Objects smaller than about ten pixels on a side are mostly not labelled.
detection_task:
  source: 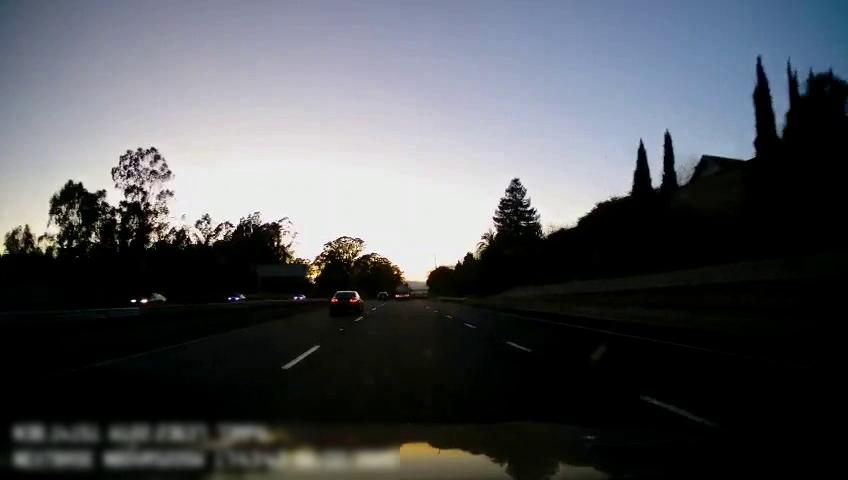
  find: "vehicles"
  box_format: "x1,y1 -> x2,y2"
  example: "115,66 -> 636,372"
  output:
329,291 -> 366,318
293,293 -> 307,302
395,285 -> 410,299
377,291 -> 388,300
130,291 -> 168,307
227,293 -> 248,304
